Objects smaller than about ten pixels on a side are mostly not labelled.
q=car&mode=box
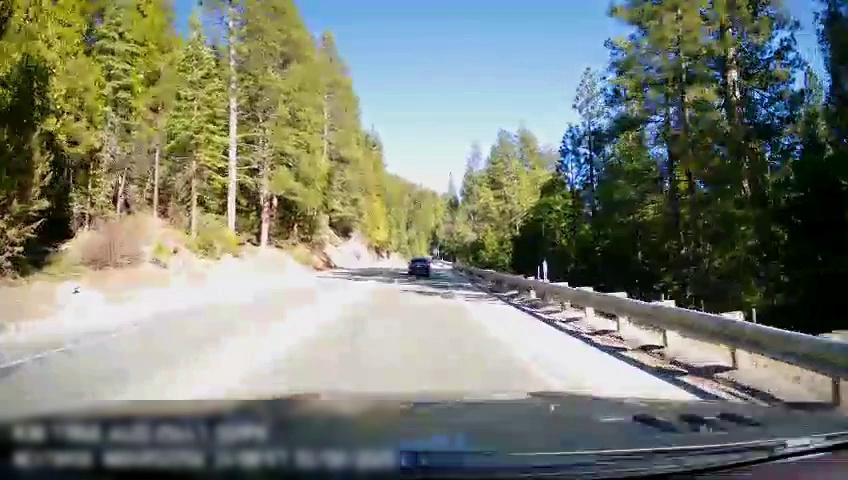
[407,257,431,277]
